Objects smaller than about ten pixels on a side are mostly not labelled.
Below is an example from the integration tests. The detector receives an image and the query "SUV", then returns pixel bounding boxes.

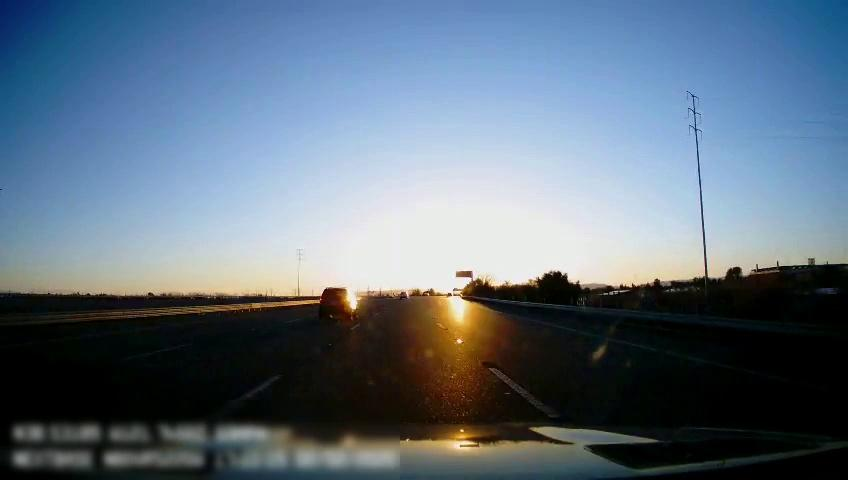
[318,287,359,321]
